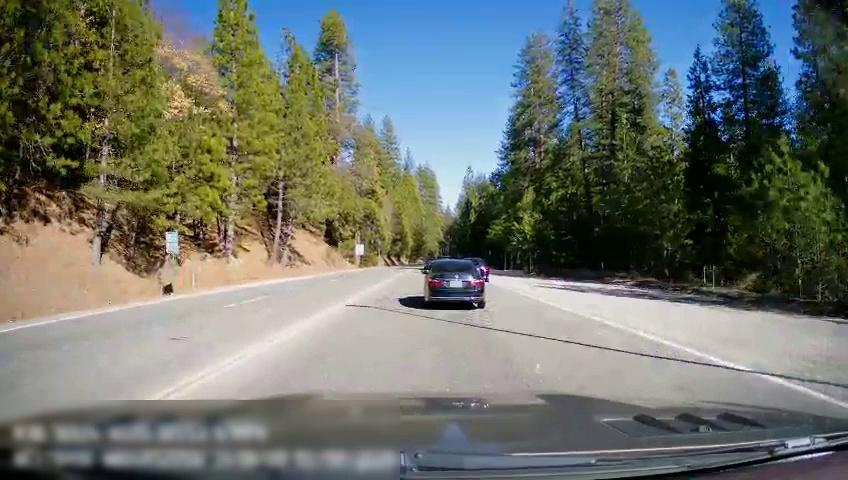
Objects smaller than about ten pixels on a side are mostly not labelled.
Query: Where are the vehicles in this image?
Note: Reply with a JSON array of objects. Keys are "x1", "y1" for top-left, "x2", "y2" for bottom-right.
[
  {"x1": 463, "y1": 257, "x2": 490, "y2": 283},
  {"x1": 422, "y1": 258, "x2": 487, "y2": 309}
]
